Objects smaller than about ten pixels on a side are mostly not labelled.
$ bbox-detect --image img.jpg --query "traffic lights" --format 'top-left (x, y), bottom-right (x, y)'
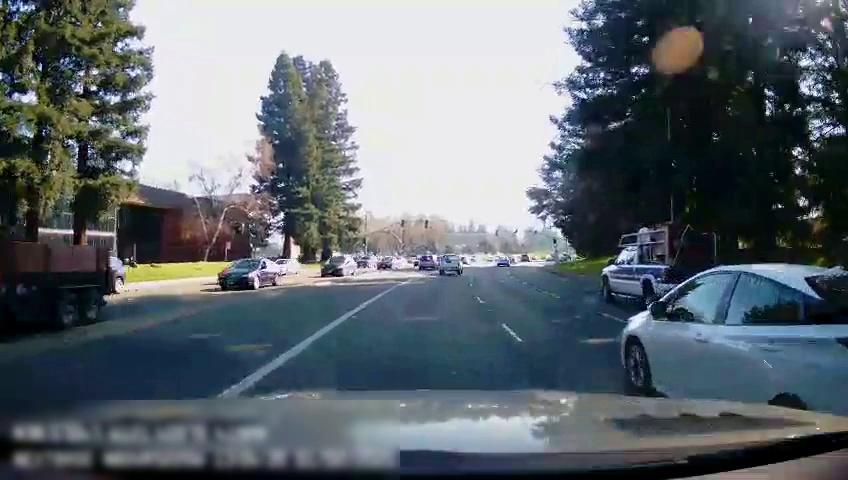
top-left (424, 216), bottom-right (430, 228)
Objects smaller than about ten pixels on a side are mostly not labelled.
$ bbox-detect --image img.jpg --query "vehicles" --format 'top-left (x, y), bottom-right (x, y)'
top-left (0, 223), bottom-right (120, 336)
top-left (111, 257), bottom-right (129, 296)
top-left (600, 223), bottom-right (719, 312)
top-left (437, 253), bottom-right (464, 277)
top-left (217, 257), bottom-right (283, 291)
top-left (495, 255), bottom-right (511, 268)
top-left (356, 255), bottom-right (378, 269)
top-left (520, 253), bottom-right (531, 263)
top-left (320, 253), bottom-right (358, 278)
top-left (376, 255), bottom-right (403, 270)
top-left (418, 254), bottom-right (439, 271)
top-left (617, 263), bottom-right (848, 419)
top-left (272, 259), bottom-right (304, 276)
